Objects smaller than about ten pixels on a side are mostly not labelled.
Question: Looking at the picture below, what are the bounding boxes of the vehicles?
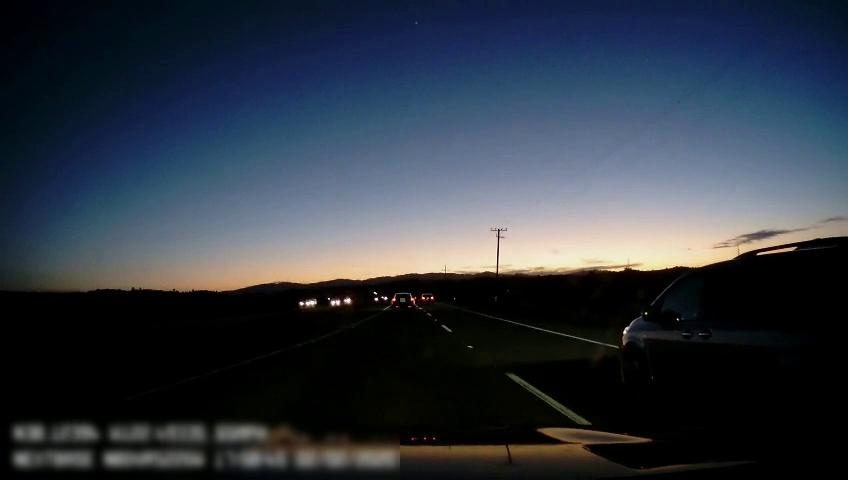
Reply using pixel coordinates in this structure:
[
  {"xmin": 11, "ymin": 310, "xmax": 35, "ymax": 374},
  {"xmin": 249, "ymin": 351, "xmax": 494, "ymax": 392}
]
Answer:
[
  {"xmin": 420, "ymin": 293, "xmax": 435, "ymax": 305},
  {"xmin": 298, "ymin": 298, "xmax": 311, "ymax": 310},
  {"xmin": 619, "ymin": 243, "xmax": 848, "ymax": 426},
  {"xmin": 329, "ymin": 297, "xmax": 341, "ymax": 307},
  {"xmin": 390, "ymin": 292, "xmax": 415, "ymax": 311}
]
